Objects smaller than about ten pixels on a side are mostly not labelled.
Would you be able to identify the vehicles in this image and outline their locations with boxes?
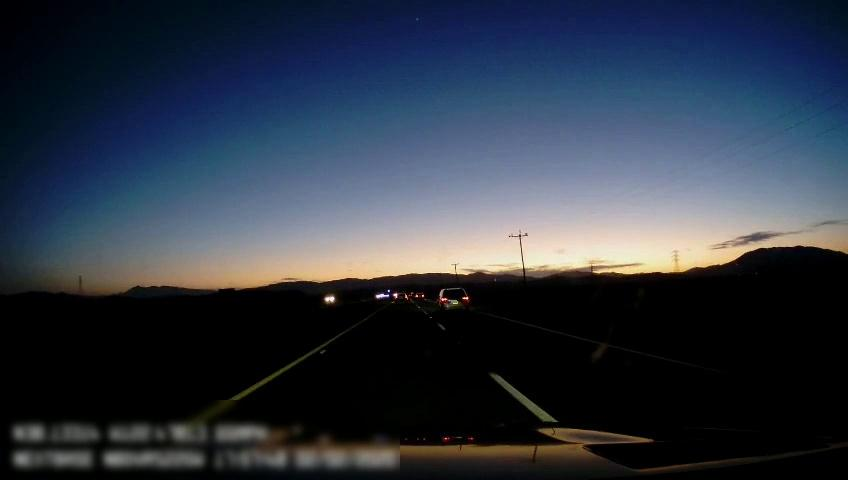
[323,293,337,304]
[414,292,425,301]
[394,292,409,304]
[436,287,471,315]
